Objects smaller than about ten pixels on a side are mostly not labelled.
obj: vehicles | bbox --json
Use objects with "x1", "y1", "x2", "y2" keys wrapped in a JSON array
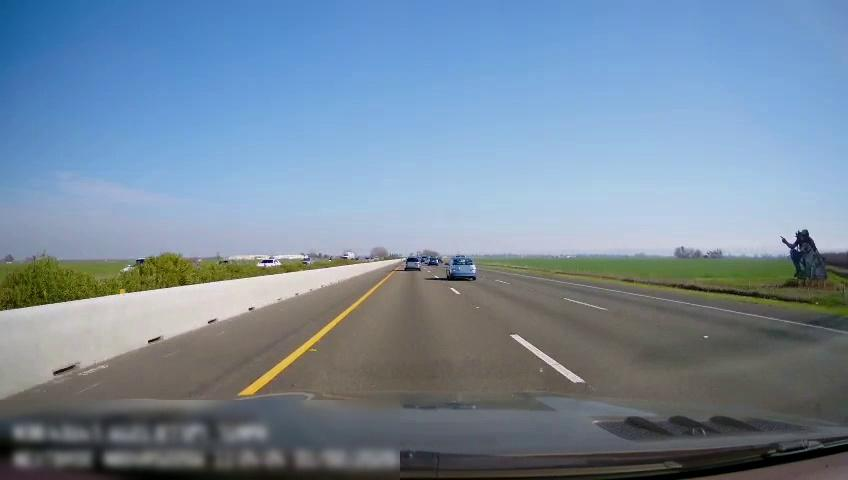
[
  {"x1": 404, "y1": 257, "x2": 422, "y2": 271},
  {"x1": 256, "y1": 258, "x2": 281, "y2": 269},
  {"x1": 122, "y1": 257, "x2": 146, "y2": 273},
  {"x1": 444, "y1": 256, "x2": 477, "y2": 281},
  {"x1": 426, "y1": 256, "x2": 439, "y2": 267}
]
